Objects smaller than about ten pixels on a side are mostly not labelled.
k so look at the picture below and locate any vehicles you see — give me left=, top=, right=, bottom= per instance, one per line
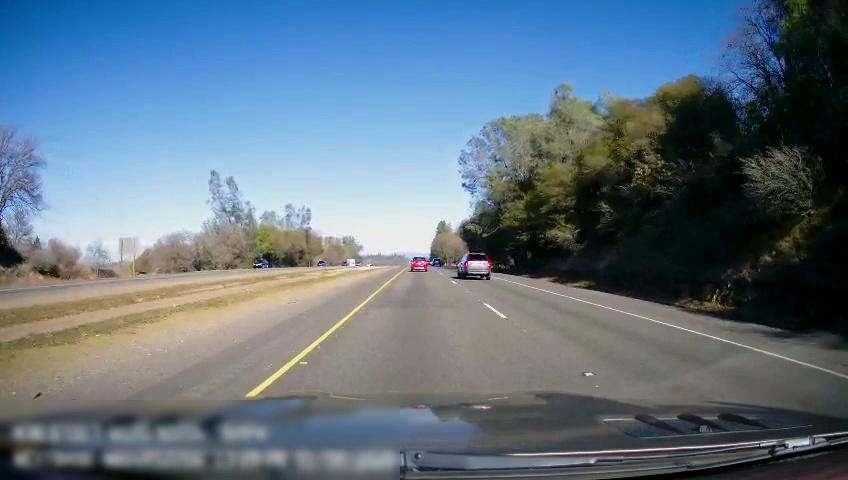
left=455, top=252, right=493, bottom=281
left=409, top=255, right=428, bottom=272
left=251, top=260, right=270, bottom=269
left=431, top=257, right=442, bottom=266
left=316, top=260, right=328, bottom=267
